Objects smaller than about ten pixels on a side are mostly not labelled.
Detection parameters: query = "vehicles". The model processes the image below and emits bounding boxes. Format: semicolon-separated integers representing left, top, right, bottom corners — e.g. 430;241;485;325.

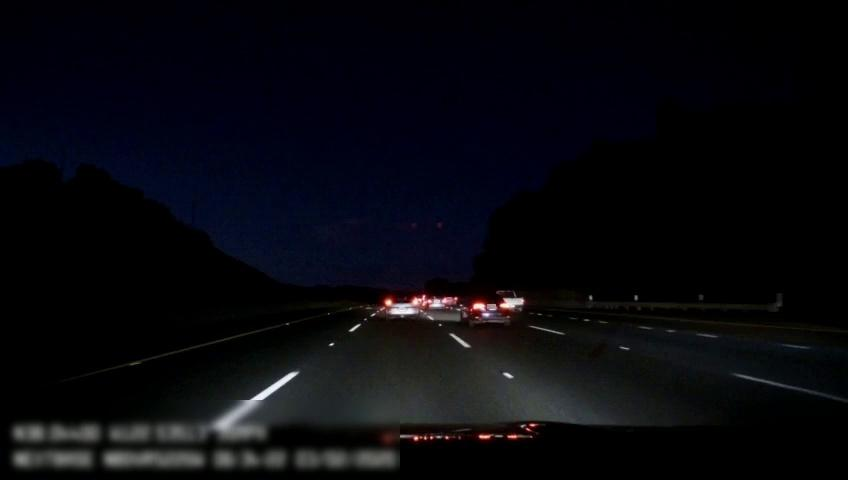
384;291;420;318
459;294;510;328
492;290;524;315
425;294;446;311
443;292;459;307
